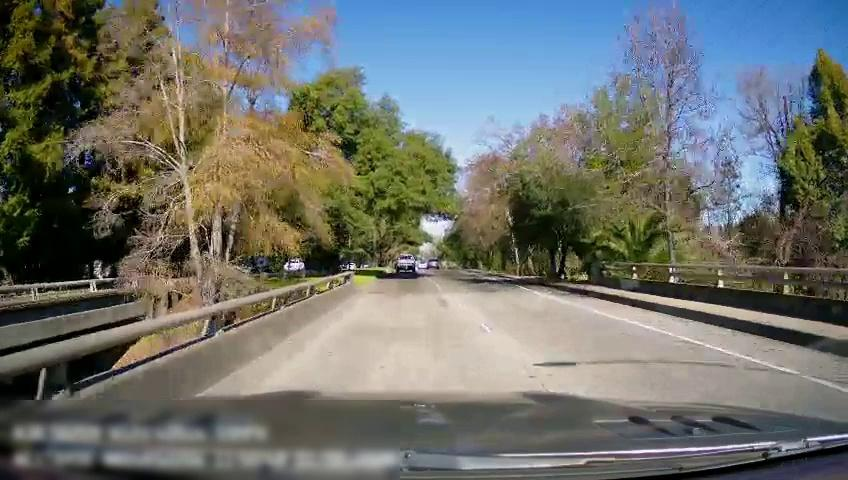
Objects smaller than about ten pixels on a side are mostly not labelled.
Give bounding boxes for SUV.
[283,259,305,273]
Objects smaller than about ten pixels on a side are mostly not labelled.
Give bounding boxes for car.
[427,258,439,269]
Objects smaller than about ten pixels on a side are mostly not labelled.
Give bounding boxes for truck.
[395,254,416,273]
